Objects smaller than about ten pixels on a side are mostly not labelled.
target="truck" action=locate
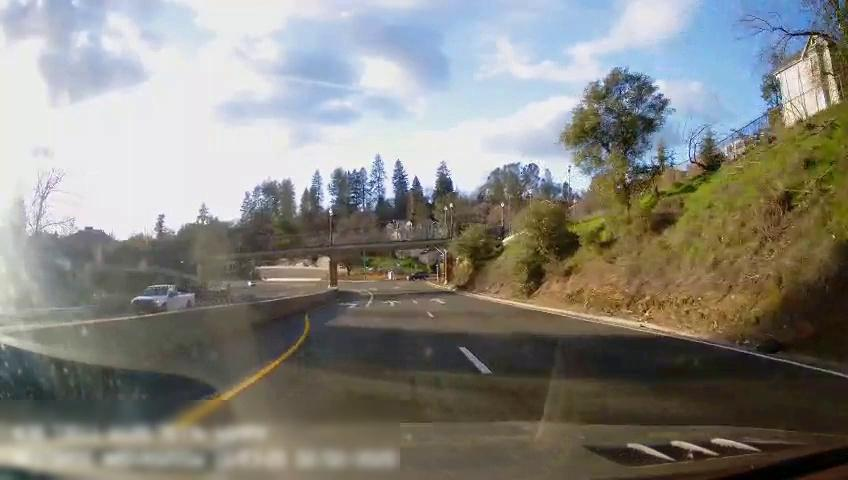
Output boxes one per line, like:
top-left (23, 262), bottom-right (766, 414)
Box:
top-left (131, 284), bottom-right (195, 314)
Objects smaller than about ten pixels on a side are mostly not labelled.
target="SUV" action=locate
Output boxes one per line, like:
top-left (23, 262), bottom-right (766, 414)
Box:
top-left (410, 271), bottom-right (427, 281)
